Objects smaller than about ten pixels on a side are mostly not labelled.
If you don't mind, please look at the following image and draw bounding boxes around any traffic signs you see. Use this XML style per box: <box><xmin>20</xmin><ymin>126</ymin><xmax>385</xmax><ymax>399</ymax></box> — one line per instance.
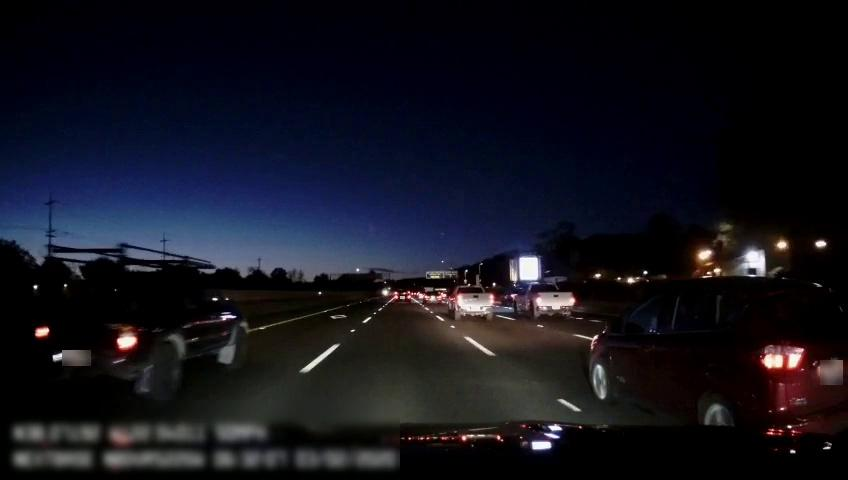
<box><xmin>438</xmin><ymin>271</ymin><xmax>452</xmax><ymax>279</ymax></box>
<box><xmin>426</xmin><ymin>271</ymin><xmax>439</xmax><ymax>279</ymax></box>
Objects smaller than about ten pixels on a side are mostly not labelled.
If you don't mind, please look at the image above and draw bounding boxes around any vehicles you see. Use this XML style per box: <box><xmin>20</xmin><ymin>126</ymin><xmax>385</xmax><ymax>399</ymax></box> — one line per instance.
<box><xmin>513</xmin><ymin>282</ymin><xmax>576</xmax><ymax>319</ymax></box>
<box><xmin>422</xmin><ymin>291</ymin><xmax>443</xmax><ymax>305</ymax></box>
<box><xmin>30</xmin><ymin>240</ymin><xmax>251</xmax><ymax>407</ymax></box>
<box><xmin>446</xmin><ymin>285</ymin><xmax>494</xmax><ymax>321</ymax></box>
<box><xmin>587</xmin><ymin>276</ymin><xmax>848</xmax><ymax>437</ymax></box>
<box><xmin>499</xmin><ymin>289</ymin><xmax>517</xmax><ymax>307</ymax></box>
<box><xmin>393</xmin><ymin>291</ymin><xmax>413</xmax><ymax>305</ymax></box>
